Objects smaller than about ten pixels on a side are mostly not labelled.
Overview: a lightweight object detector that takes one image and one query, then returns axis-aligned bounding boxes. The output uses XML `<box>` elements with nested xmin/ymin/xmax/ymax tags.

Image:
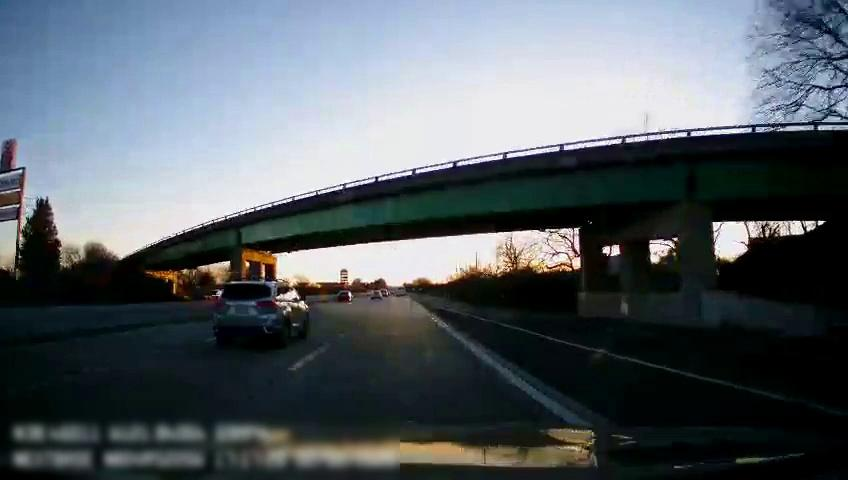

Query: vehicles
<box><xmin>395</xmin><ymin>286</ymin><xmax>405</xmax><ymax>297</ymax></box>
<box><xmin>201</xmin><ymin>288</ymin><xmax>225</xmax><ymax>301</ymax></box>
<box><xmin>211</xmin><ymin>277</ymin><xmax>310</xmax><ymax>349</ymax></box>
<box><xmin>337</xmin><ymin>290</ymin><xmax>354</xmax><ymax>303</ymax></box>
<box><xmin>370</xmin><ymin>290</ymin><xmax>383</xmax><ymax>301</ymax></box>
